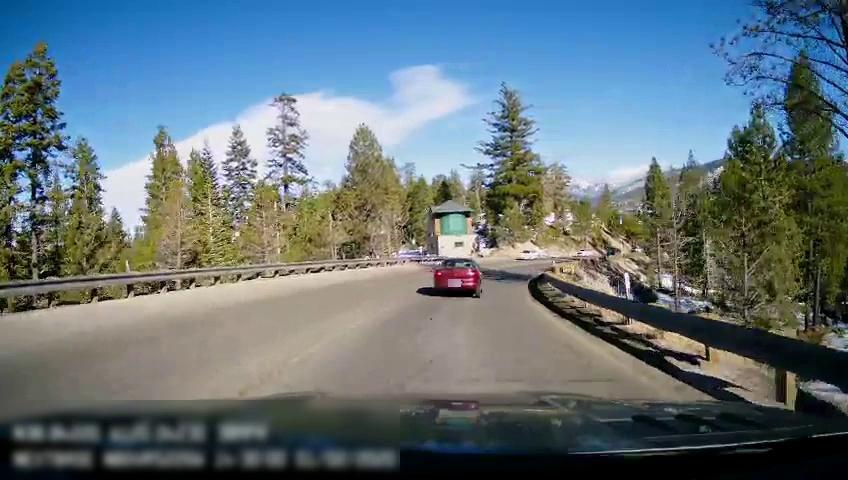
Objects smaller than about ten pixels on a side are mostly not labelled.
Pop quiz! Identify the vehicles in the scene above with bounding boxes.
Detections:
[516,249,538,261]
[433,256,484,297]
[605,247,626,258]
[575,249,591,258]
